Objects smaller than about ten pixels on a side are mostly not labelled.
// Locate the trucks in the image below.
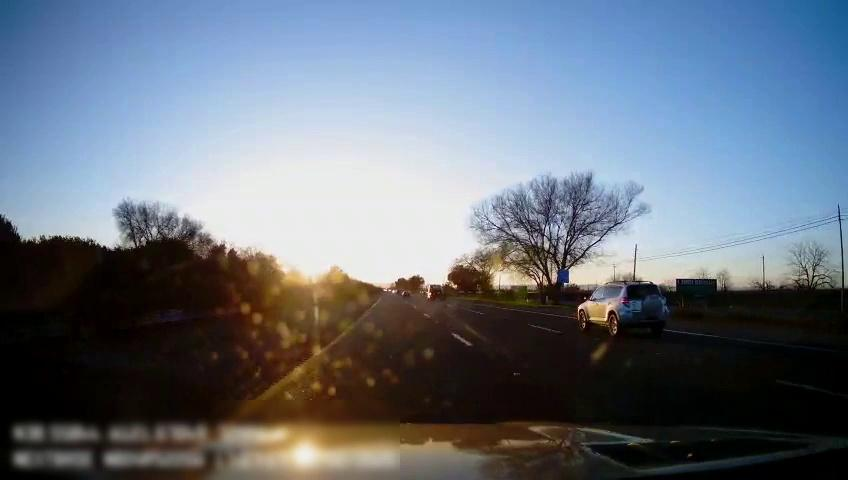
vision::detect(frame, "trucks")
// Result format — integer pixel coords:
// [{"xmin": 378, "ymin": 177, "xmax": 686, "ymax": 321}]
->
[{"xmin": 426, "ymin": 284, "xmax": 444, "ymax": 300}]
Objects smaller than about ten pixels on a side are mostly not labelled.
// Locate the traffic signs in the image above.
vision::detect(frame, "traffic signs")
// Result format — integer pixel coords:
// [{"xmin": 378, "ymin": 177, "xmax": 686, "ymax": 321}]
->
[
  {"xmin": 558, "ymin": 269, "xmax": 569, "ymax": 285},
  {"xmin": 676, "ymin": 278, "xmax": 719, "ymax": 300}
]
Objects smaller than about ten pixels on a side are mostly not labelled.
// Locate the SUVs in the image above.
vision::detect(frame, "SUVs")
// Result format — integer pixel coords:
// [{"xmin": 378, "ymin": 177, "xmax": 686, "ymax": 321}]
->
[{"xmin": 578, "ymin": 280, "xmax": 669, "ymax": 339}]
